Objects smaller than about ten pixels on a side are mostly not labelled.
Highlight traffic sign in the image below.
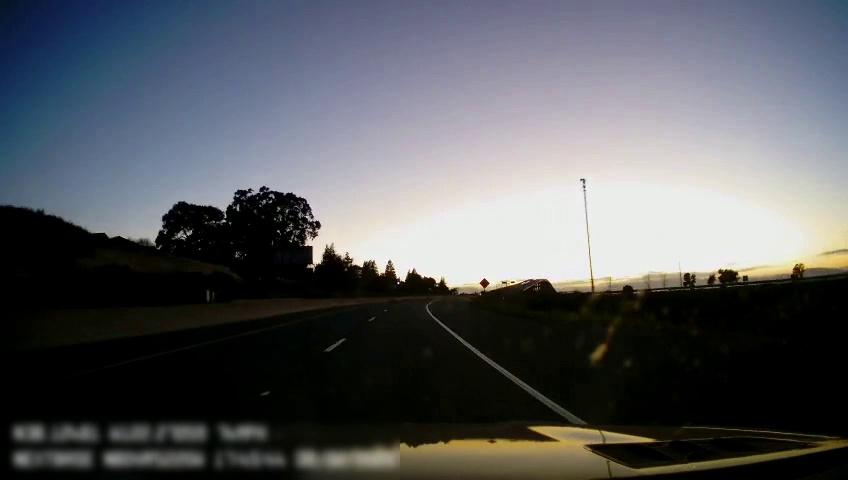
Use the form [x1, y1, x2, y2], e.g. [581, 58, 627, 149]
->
[479, 277, 489, 289]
